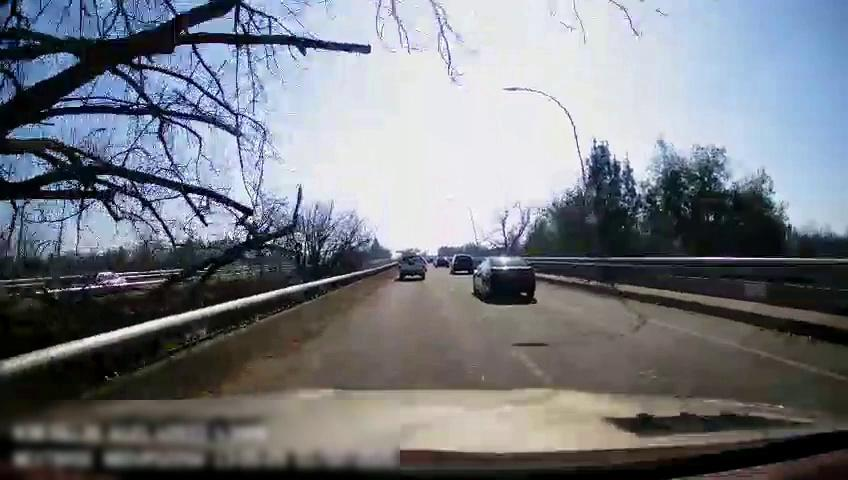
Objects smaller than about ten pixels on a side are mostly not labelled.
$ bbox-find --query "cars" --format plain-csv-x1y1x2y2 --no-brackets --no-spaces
472,255,536,303
71,270,127,289
434,255,449,268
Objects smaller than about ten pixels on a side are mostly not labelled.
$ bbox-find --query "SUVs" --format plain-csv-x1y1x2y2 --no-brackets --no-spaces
450,253,474,274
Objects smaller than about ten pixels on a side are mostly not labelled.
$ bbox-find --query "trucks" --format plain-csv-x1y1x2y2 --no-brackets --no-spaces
398,249,427,279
